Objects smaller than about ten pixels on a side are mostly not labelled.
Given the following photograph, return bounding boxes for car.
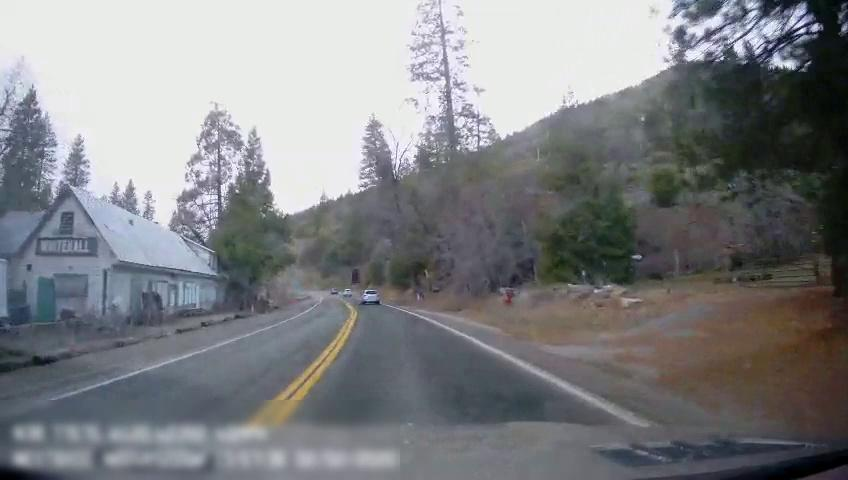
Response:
[361,290,380,305]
